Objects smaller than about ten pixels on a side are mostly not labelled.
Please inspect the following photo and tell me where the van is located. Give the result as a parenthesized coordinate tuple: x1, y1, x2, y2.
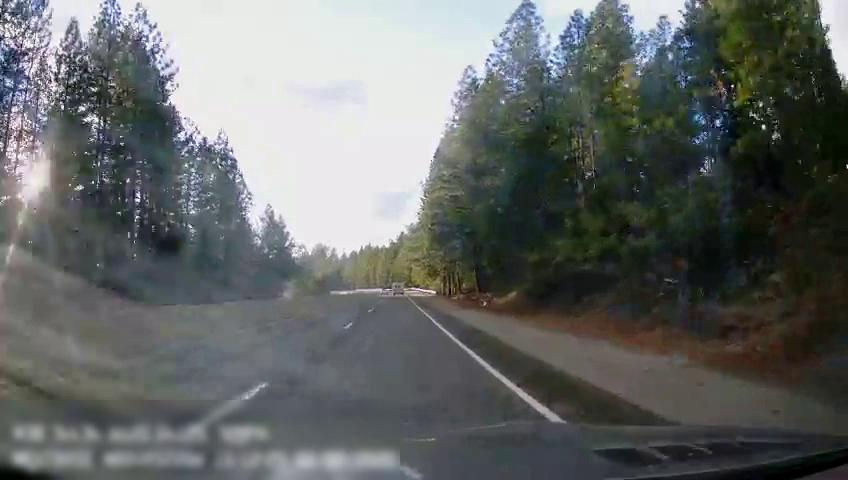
(392, 283, 404, 296)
